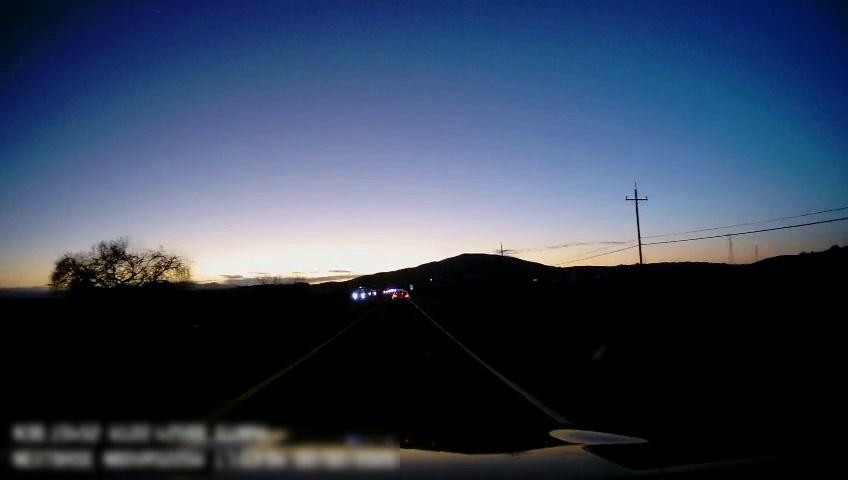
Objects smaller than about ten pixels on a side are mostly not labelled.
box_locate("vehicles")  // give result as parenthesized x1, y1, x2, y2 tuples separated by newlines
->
(350, 289, 368, 303)
(392, 291, 411, 305)
(367, 289, 378, 297)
